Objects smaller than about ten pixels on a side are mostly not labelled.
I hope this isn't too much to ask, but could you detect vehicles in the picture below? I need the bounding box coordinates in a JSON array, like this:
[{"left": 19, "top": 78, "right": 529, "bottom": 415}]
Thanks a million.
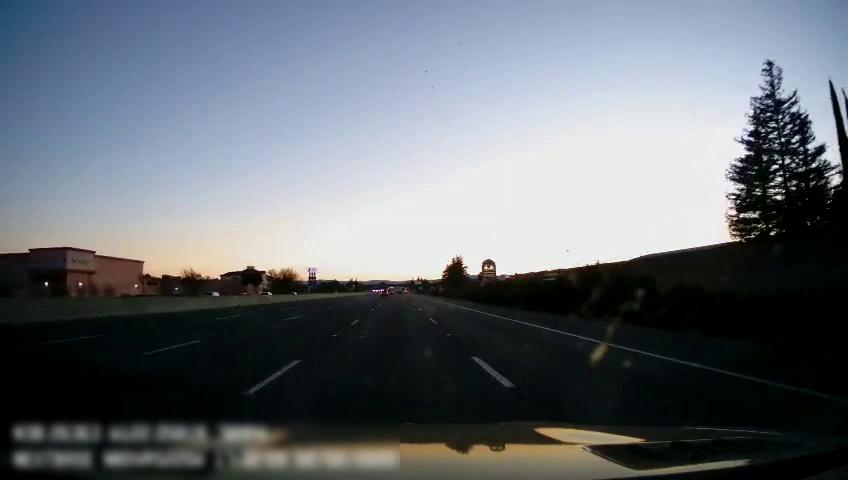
[
  {"left": 258, "top": 292, "right": 273, "bottom": 297},
  {"left": 202, "top": 292, "right": 220, "bottom": 298}
]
